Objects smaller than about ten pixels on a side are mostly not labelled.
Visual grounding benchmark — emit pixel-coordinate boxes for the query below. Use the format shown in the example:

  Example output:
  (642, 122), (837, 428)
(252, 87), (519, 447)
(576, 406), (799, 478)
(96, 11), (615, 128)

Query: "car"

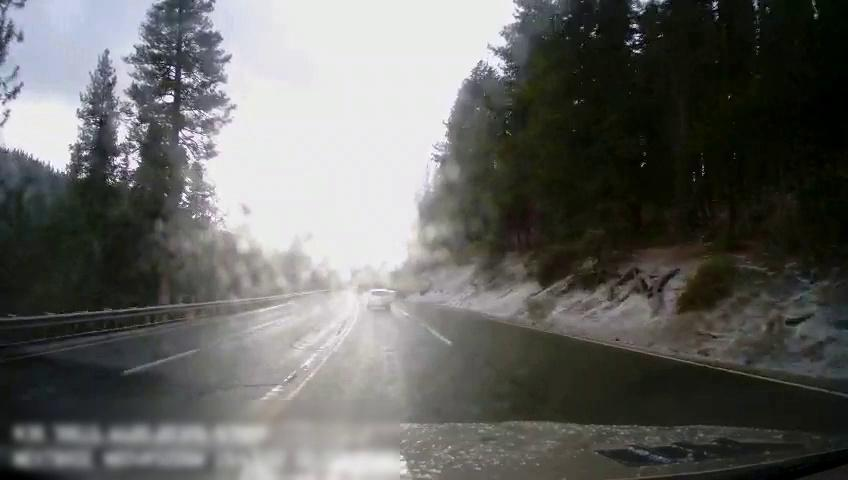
(367, 291), (391, 312)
